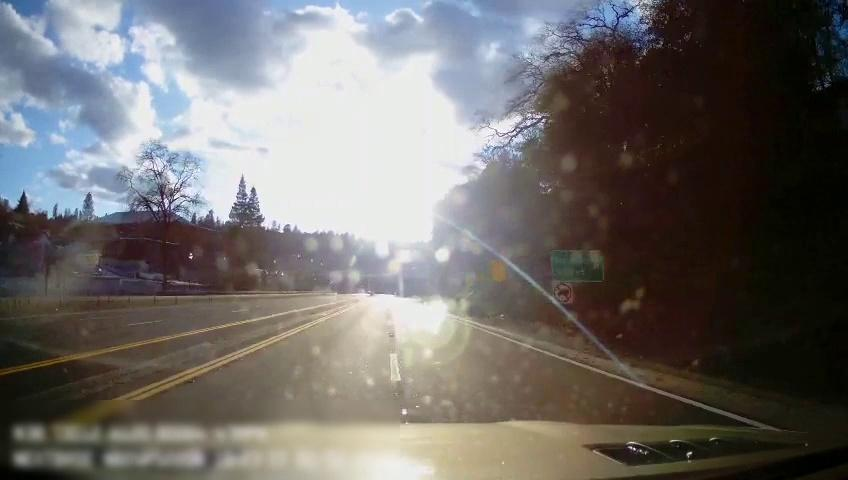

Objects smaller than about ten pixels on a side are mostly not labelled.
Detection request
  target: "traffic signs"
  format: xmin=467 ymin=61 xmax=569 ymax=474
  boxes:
xmin=491 ymin=259 xmax=509 ymax=283
xmin=550 ymin=281 xmax=574 ymax=304
xmin=549 ymin=251 xmax=606 ymax=282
